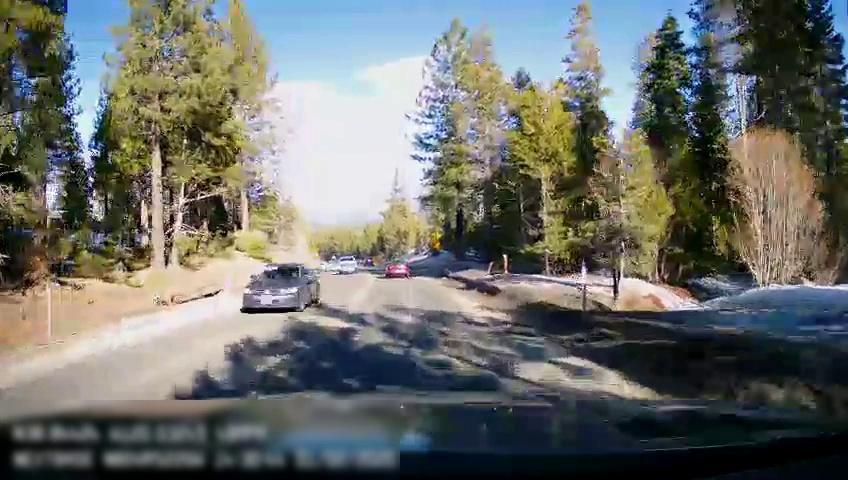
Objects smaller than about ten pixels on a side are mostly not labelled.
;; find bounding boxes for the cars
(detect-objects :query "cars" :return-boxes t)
[384,261,408,278]
[240,262,322,313]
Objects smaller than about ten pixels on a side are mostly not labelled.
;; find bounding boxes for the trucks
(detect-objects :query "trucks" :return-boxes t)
[335,255,358,275]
